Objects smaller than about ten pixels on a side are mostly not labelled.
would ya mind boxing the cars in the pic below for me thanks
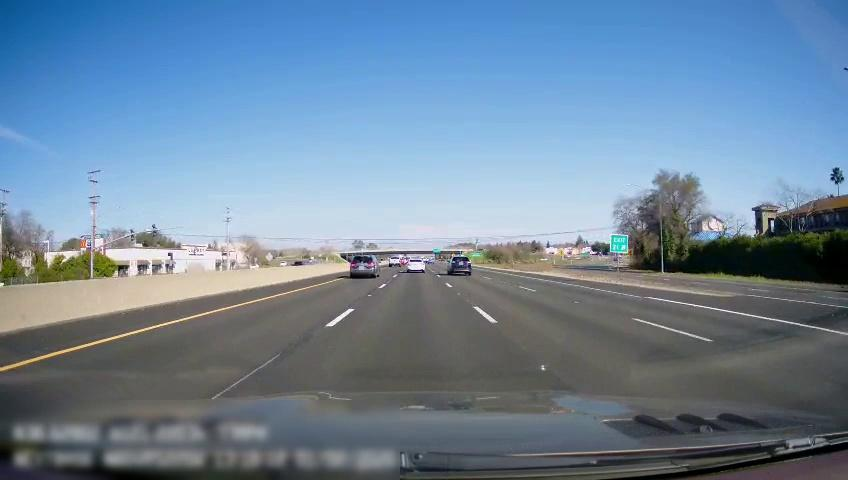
[406,258,425,273]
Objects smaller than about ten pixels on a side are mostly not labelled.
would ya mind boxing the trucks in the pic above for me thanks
[388,256,401,268]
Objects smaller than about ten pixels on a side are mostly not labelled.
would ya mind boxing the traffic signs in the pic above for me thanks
[609,233,629,254]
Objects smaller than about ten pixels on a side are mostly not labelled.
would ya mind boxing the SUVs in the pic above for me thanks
[447,256,473,276]
[349,254,380,279]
